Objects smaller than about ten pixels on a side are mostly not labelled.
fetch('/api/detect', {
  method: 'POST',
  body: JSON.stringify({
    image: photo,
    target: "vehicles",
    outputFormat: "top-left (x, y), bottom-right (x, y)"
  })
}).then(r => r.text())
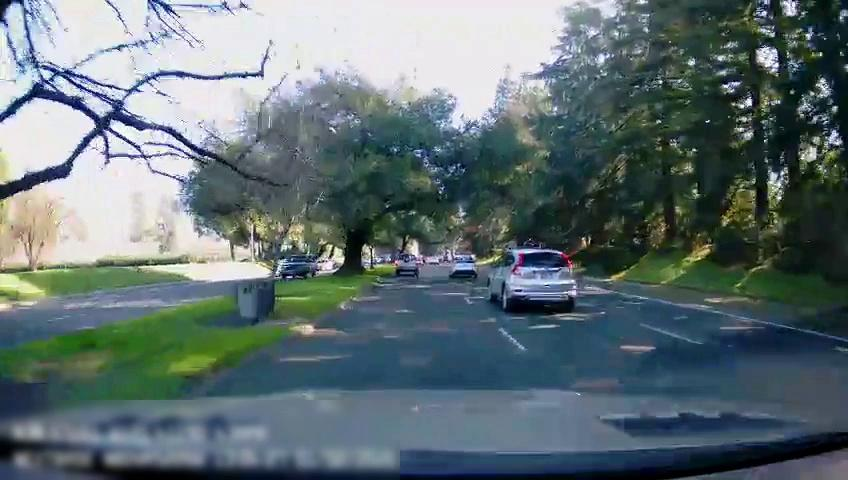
top-left (277, 254), bottom-right (318, 279)
top-left (448, 254), bottom-right (478, 278)
top-left (427, 256), bottom-right (439, 265)
top-left (484, 248), bottom-right (577, 314)
top-left (394, 253), bottom-right (419, 275)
